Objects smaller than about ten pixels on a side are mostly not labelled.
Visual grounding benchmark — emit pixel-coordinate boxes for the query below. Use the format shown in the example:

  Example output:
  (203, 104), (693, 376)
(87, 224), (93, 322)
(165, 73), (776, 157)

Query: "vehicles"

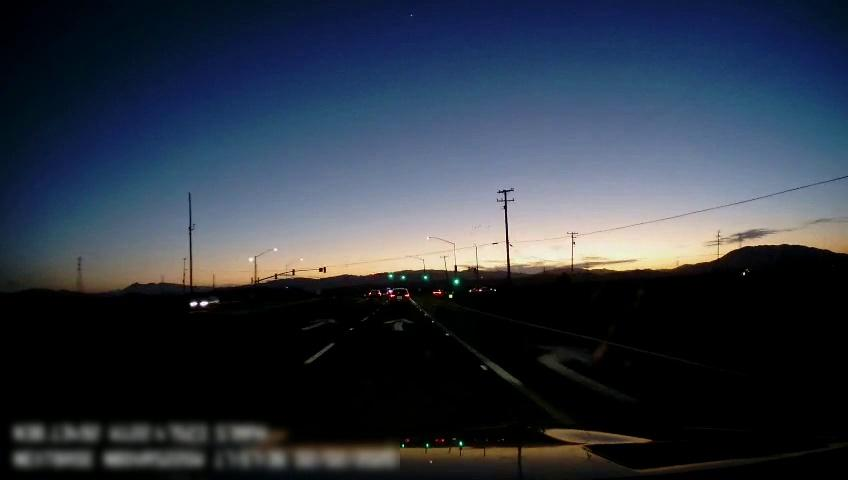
(478, 286), (496, 294)
(368, 289), (383, 301)
(188, 293), (221, 310)
(451, 288), (471, 295)
(390, 287), (411, 306)
(432, 289), (445, 296)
